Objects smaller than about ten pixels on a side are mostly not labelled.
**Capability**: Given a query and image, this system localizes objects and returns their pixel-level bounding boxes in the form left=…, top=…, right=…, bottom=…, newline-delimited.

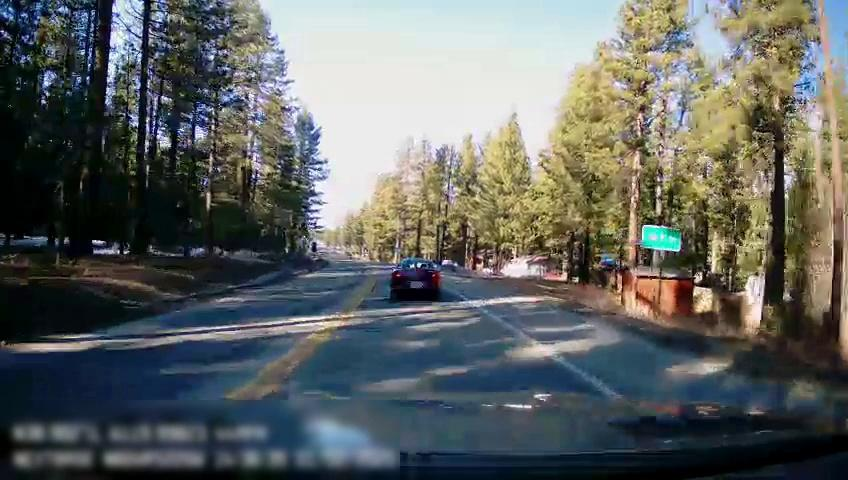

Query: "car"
left=390, top=257, right=440, bottom=301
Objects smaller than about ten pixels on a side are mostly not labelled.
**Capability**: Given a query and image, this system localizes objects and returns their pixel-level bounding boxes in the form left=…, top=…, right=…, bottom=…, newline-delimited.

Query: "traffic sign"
left=641, top=225, right=683, bottom=253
